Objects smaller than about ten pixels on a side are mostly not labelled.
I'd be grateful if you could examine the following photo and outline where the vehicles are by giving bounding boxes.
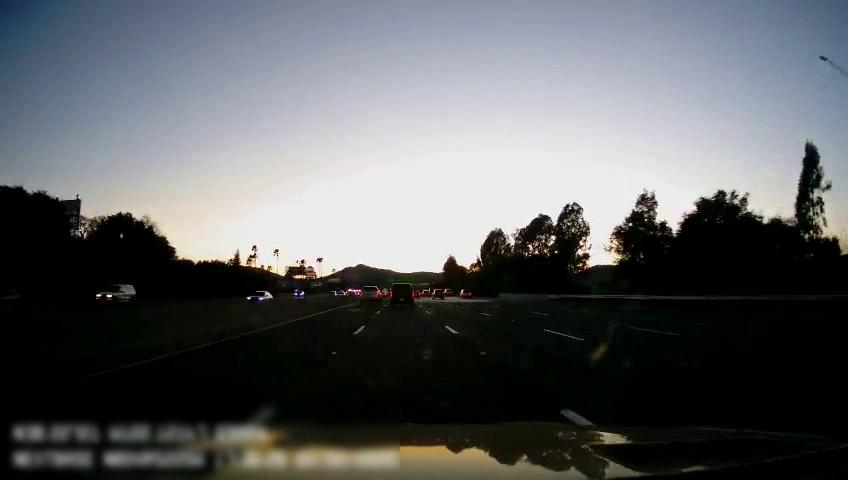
[245,290,273,303]
[95,284,138,309]
[459,288,473,299]
[294,290,305,297]
[432,288,445,300]
[388,282,416,308]
[360,285,381,303]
